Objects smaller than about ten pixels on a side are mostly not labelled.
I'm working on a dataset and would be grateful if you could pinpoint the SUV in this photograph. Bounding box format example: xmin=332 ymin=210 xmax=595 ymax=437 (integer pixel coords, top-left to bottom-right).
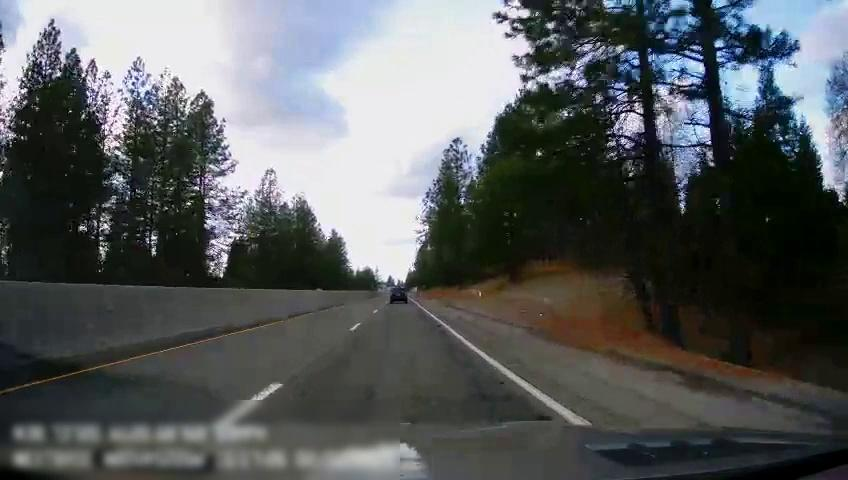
xmin=389 ymin=287 xmax=409 ymax=305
